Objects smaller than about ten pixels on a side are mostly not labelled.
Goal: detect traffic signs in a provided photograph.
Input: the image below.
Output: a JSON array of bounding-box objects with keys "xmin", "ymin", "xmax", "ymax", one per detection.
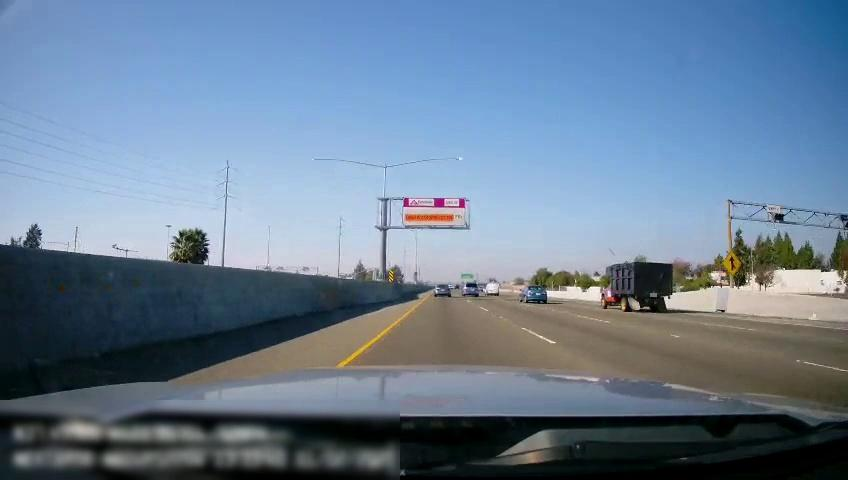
[
  {"xmin": 722, "ymin": 251, "xmax": 741, "ymax": 277},
  {"xmin": 388, "ymin": 269, "xmax": 394, "ymax": 282}
]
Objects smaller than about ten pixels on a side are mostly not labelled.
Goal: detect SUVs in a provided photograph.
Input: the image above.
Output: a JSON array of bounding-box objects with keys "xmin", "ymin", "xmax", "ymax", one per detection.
[{"xmin": 461, "ymin": 282, "xmax": 479, "ymax": 297}]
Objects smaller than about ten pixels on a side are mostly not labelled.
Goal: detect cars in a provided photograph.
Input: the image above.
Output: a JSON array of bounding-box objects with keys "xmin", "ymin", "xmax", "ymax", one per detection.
[
  {"xmin": 518, "ymin": 285, "xmax": 547, "ymax": 304},
  {"xmin": 434, "ymin": 285, "xmax": 452, "ymax": 298}
]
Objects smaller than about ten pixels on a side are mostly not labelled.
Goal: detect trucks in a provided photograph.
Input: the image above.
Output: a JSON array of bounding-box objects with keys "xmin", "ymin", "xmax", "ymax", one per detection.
[
  {"xmin": 600, "ymin": 261, "xmax": 674, "ymax": 313},
  {"xmin": 485, "ymin": 284, "xmax": 499, "ymax": 296}
]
